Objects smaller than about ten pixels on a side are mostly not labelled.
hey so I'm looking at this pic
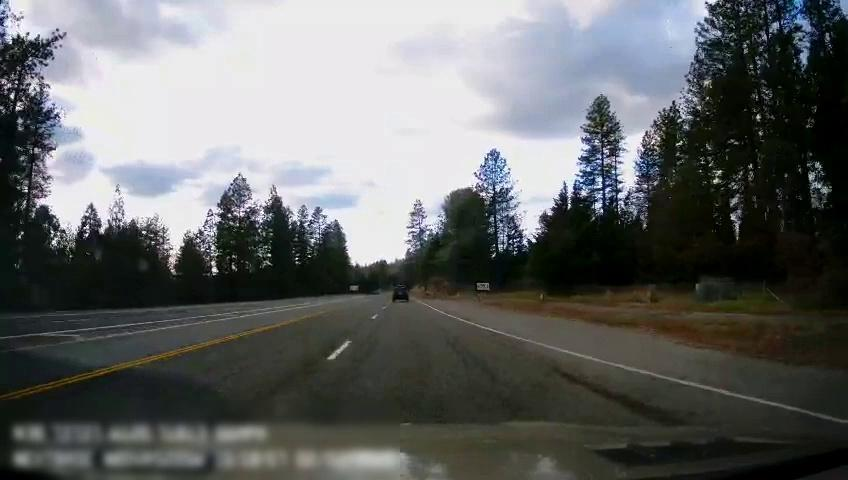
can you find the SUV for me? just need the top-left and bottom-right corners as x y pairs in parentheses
(391, 287), (409, 303)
